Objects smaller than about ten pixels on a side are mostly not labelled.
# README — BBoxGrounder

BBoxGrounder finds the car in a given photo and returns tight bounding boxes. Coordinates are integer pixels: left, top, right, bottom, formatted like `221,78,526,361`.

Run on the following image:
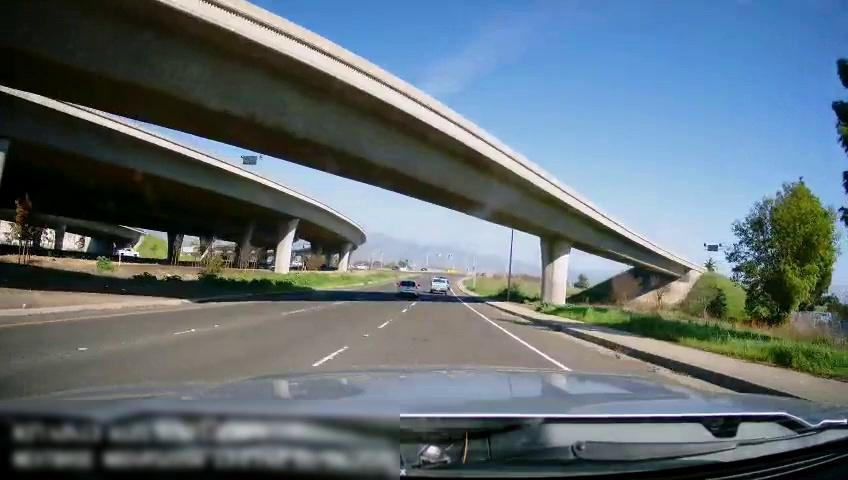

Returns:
116,247,139,258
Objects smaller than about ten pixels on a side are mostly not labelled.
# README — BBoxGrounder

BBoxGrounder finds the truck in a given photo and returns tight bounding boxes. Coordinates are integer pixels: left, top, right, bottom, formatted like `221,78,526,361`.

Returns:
430,278,449,295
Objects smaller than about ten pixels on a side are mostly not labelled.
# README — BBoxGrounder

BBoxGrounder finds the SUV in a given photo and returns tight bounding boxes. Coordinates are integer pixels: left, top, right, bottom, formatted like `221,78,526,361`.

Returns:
396,279,421,299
